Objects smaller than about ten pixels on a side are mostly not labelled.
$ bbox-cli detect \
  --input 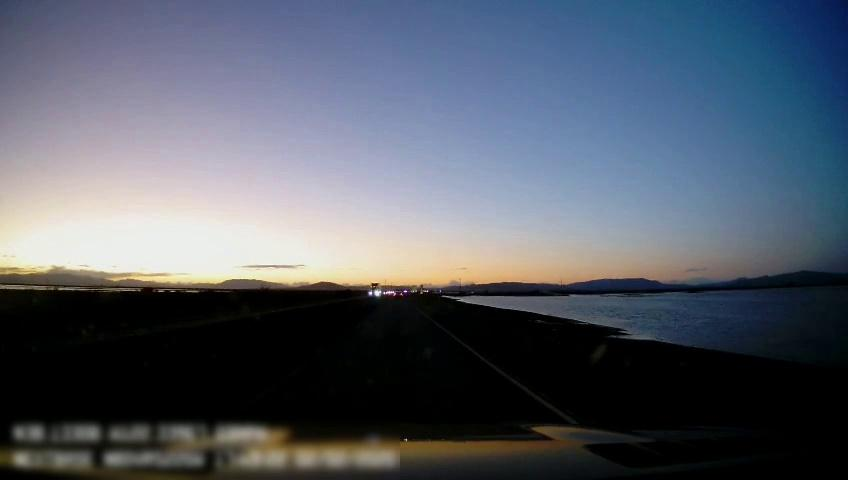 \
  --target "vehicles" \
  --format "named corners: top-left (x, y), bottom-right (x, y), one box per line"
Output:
top-left (367, 282), bottom-right (382, 298)
top-left (393, 290), bottom-right (404, 298)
